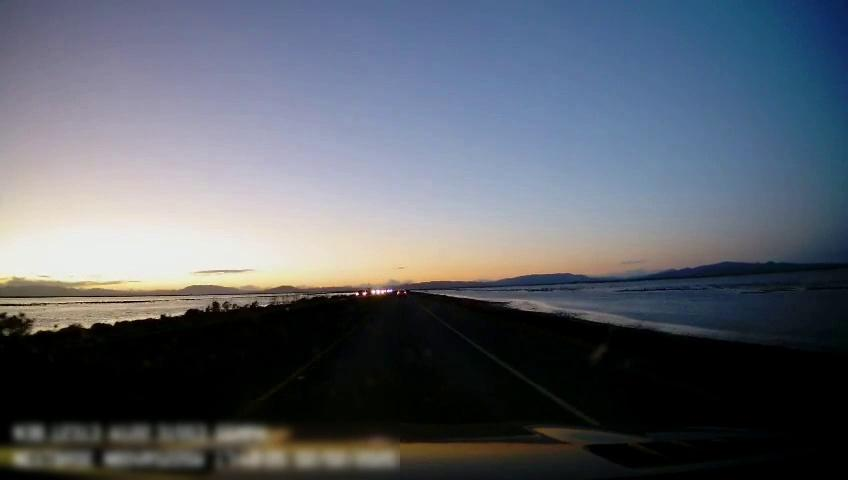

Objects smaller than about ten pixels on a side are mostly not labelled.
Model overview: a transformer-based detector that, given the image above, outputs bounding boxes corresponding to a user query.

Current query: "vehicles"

[355,289,368,298]
[397,288,408,296]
